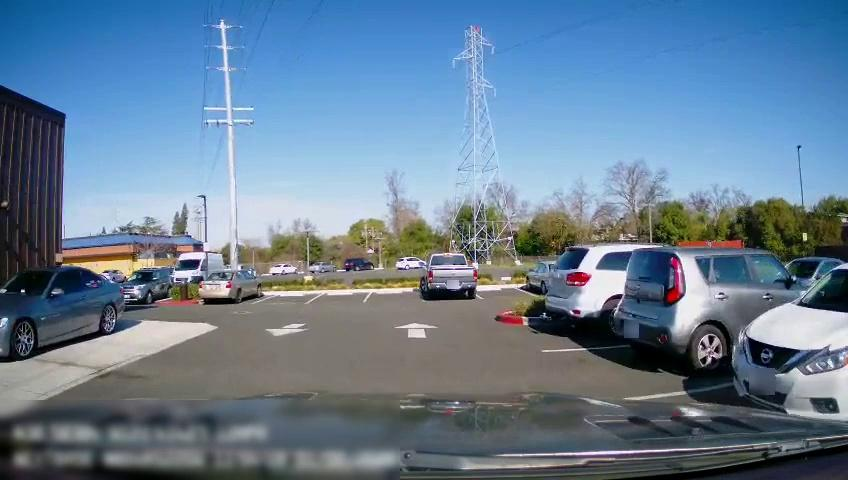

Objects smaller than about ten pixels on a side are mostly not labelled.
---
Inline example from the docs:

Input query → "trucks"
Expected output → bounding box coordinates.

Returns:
[419,252,480,300]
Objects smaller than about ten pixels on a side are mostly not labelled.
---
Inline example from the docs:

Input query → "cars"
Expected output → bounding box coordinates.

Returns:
[611,247,803,377]
[269,263,297,276]
[729,263,848,417]
[525,260,555,295]
[198,270,264,305]
[396,256,427,270]
[309,262,337,273]
[98,269,128,284]
[782,257,847,292]
[0,265,127,359]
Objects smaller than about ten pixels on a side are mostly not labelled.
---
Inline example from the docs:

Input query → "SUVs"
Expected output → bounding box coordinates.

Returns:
[544,244,668,330]
[343,257,373,272]
[118,266,174,305]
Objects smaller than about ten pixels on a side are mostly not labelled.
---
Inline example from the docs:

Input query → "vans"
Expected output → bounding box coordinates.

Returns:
[172,252,225,285]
